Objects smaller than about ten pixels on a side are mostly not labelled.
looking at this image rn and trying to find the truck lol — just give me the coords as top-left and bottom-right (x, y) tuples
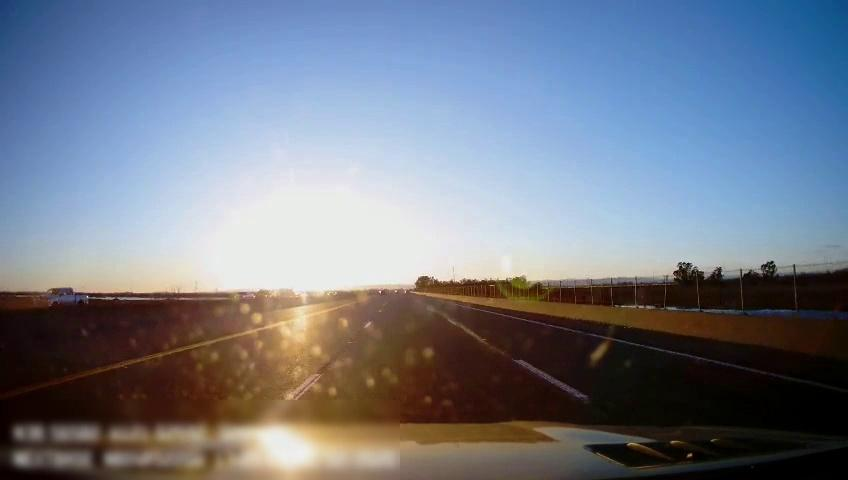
(30, 287), (89, 309)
